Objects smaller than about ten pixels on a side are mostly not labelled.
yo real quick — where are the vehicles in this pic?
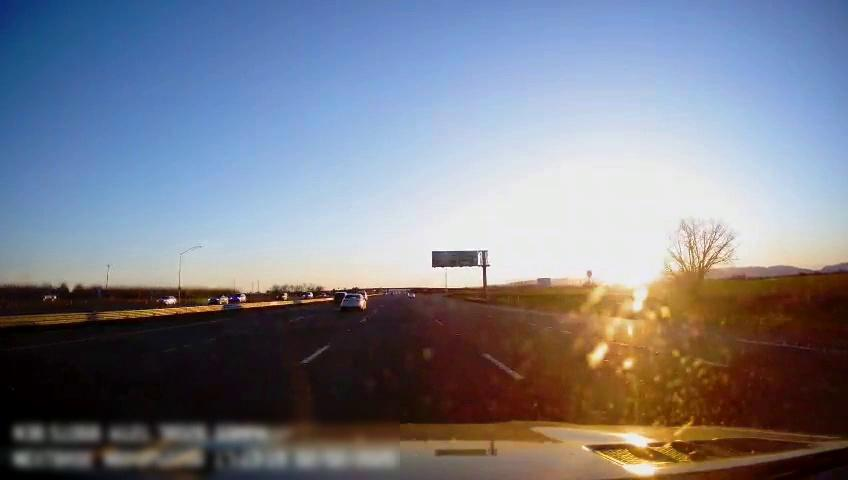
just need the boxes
[275,292,289,301]
[333,292,347,304]
[230,293,247,303]
[302,292,314,299]
[356,291,368,301]
[340,293,367,313]
[36,292,57,302]
[156,296,177,307]
[207,294,229,305]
